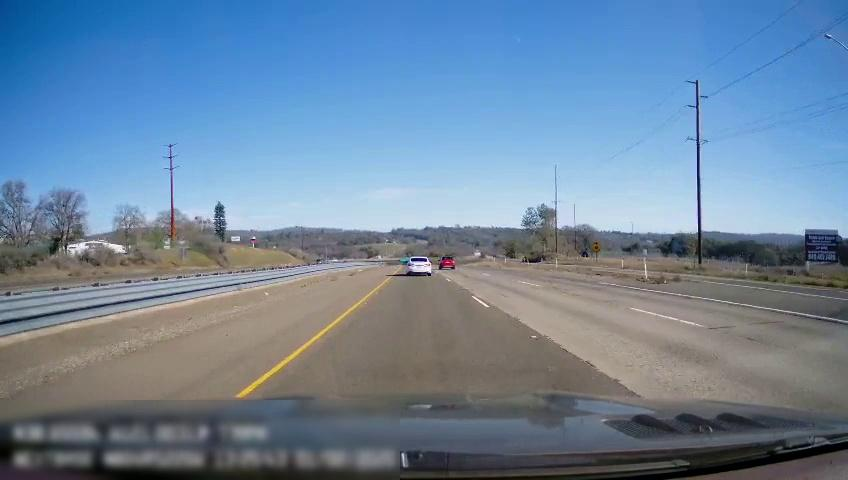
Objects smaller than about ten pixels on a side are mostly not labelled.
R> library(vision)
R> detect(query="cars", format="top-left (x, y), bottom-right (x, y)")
top-left (439, 257), bottom-right (456, 270)
top-left (405, 256), bottom-right (432, 276)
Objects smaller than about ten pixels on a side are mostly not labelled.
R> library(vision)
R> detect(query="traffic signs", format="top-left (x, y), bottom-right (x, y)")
top-left (590, 240), bottom-right (601, 254)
